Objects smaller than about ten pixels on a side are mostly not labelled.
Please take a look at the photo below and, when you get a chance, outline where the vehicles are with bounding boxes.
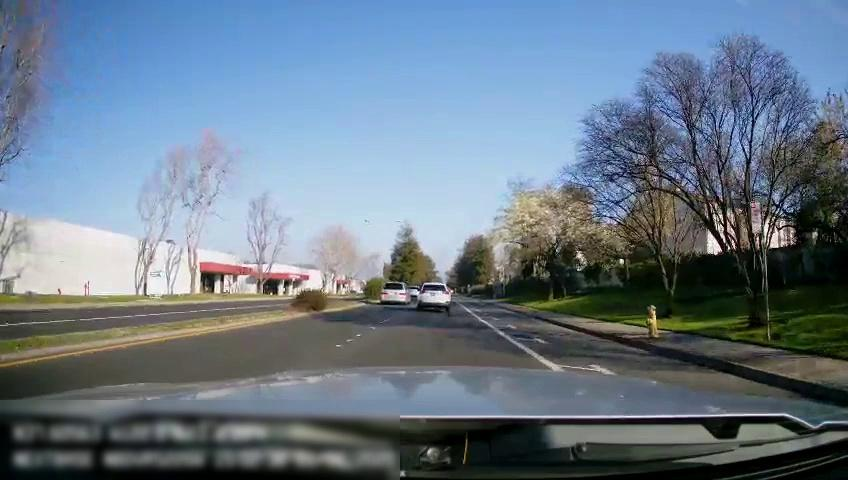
[404,286,422,298]
[380,281,412,305]
[416,281,452,312]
